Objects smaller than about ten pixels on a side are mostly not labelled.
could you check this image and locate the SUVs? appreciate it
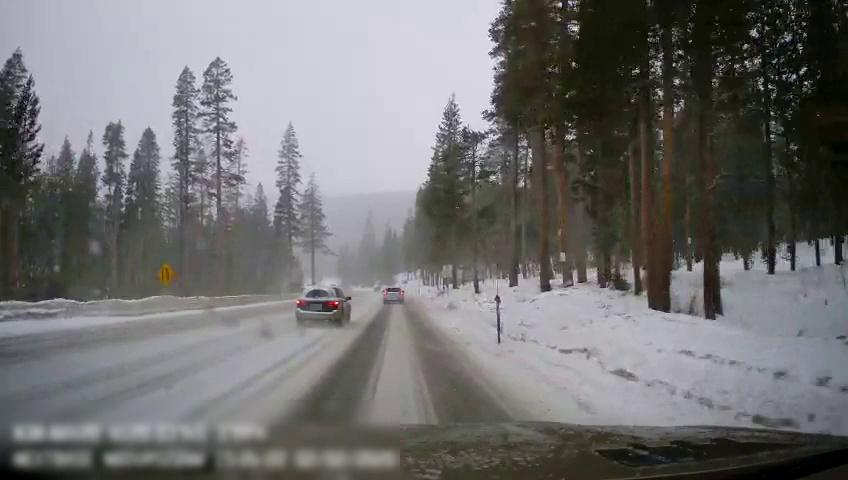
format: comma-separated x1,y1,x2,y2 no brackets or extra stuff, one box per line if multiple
294,284,353,330
382,287,405,304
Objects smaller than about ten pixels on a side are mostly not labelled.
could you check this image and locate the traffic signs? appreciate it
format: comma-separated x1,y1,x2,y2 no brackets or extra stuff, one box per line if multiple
156,262,176,287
